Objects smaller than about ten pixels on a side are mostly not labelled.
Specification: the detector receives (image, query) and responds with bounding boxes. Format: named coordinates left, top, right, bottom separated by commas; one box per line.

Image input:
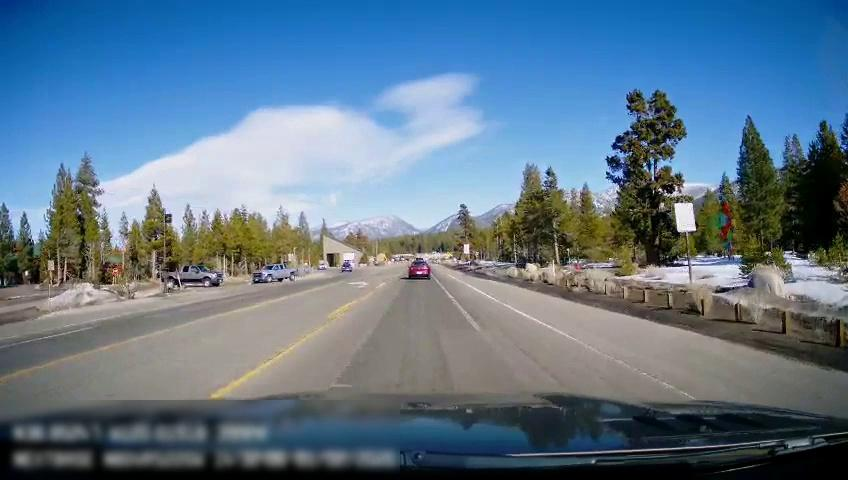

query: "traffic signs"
left=464, top=243, right=470, bottom=254
left=674, top=202, right=697, bottom=232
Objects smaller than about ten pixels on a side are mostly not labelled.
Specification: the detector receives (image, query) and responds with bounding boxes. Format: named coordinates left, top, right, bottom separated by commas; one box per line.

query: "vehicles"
left=409, top=260, right=432, bottom=279
left=161, top=265, right=225, bottom=290
left=341, top=262, right=353, bottom=273
left=252, top=263, right=298, bottom=284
